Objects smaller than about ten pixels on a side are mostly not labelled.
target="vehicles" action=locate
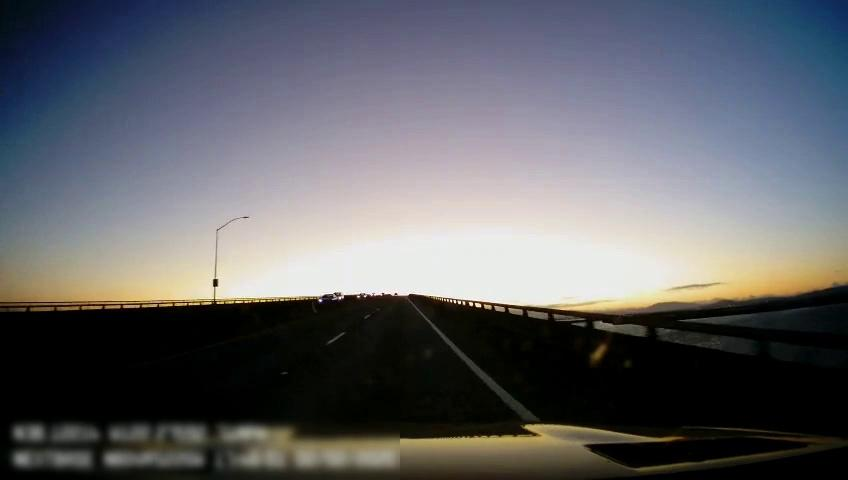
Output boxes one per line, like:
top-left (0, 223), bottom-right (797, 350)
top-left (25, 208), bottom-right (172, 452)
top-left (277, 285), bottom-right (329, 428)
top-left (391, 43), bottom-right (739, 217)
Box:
top-left (334, 292), bottom-right (345, 303)
top-left (318, 293), bottom-right (337, 304)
